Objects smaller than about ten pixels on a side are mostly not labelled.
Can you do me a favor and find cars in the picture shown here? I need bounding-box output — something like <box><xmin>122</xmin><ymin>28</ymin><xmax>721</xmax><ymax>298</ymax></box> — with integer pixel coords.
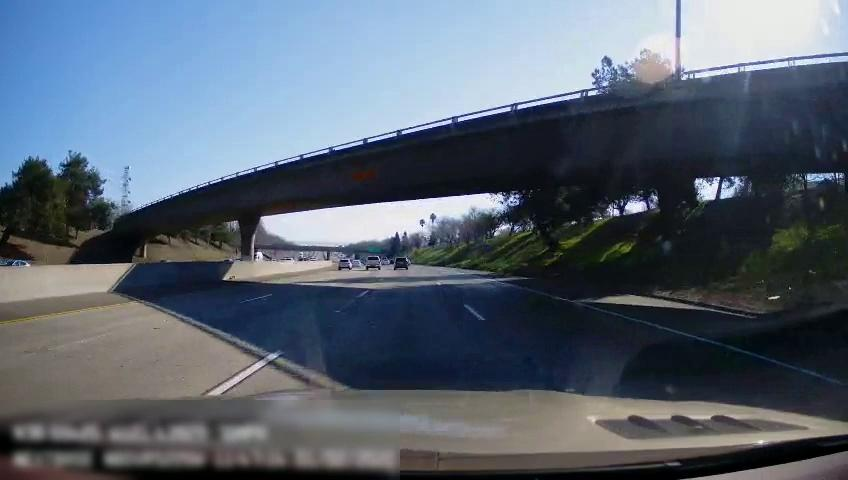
<box><xmin>0</xmin><ymin>259</ymin><xmax>31</xmax><ymax>268</ymax></box>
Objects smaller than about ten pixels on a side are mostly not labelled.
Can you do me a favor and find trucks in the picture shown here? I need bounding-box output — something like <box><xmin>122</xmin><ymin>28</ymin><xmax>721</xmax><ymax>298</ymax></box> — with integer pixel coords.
<box><xmin>253</xmin><ymin>251</ymin><xmax>263</xmax><ymax>262</ymax></box>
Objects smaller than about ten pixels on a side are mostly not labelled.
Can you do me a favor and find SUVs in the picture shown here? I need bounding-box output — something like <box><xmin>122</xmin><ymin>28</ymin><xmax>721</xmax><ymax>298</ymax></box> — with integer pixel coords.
<box><xmin>337</xmin><ymin>258</ymin><xmax>354</xmax><ymax>271</ymax></box>
<box><xmin>365</xmin><ymin>255</ymin><xmax>382</xmax><ymax>271</ymax></box>
<box><xmin>393</xmin><ymin>256</ymin><xmax>410</xmax><ymax>270</ymax></box>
